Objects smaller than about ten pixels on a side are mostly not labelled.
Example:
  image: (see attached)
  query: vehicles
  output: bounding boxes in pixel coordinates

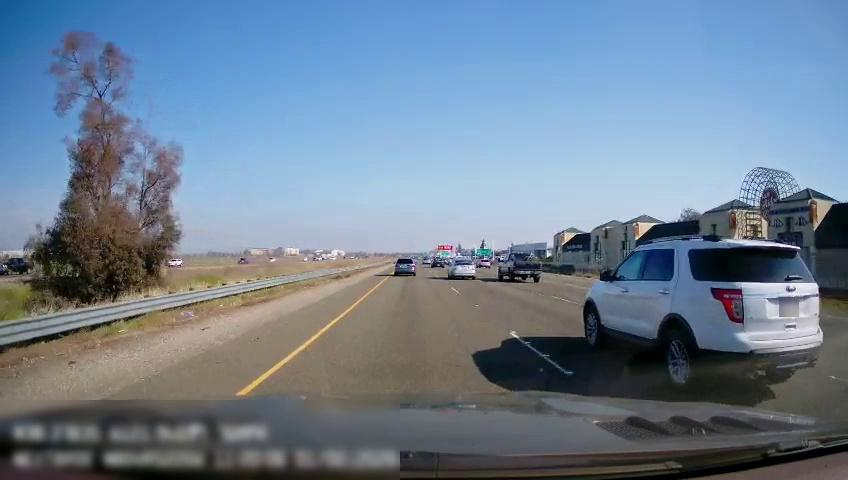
[497,252,543,283]
[447,257,476,280]
[264,256,277,265]
[393,258,417,277]
[430,257,445,269]
[581,234,824,392]
[237,256,250,265]
[0,257,34,277]
[167,258,184,268]
[475,258,491,269]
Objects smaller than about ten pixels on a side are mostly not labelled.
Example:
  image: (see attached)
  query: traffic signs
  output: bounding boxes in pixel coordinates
[475,248,492,257]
